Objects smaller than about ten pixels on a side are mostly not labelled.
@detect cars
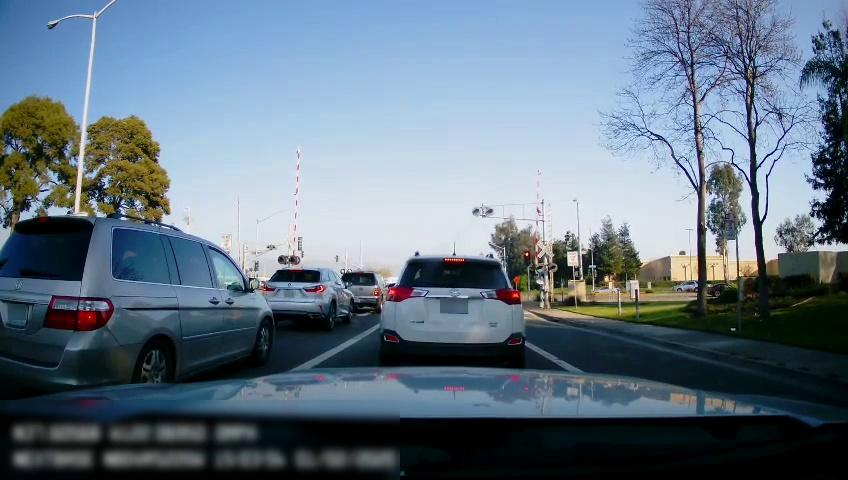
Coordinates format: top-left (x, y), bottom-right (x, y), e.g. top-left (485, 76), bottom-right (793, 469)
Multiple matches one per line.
top-left (592, 288), bottom-right (617, 297)
top-left (695, 281), bottom-right (725, 295)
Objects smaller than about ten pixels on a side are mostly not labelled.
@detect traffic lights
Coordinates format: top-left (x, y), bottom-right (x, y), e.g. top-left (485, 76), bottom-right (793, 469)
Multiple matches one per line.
top-left (523, 251), bottom-right (531, 265)
top-left (277, 255), bottom-right (288, 265)
top-left (297, 237), bottom-right (304, 252)
top-left (563, 230), bottom-right (570, 245)
top-left (288, 255), bottom-right (300, 265)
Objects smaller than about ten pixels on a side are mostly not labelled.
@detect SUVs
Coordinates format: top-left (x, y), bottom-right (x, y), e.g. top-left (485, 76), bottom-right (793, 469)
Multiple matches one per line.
top-left (340, 270), bottom-right (388, 314)
top-left (380, 252), bottom-right (526, 363)
top-left (263, 266), bottom-right (354, 330)
top-left (671, 281), bottom-right (699, 295)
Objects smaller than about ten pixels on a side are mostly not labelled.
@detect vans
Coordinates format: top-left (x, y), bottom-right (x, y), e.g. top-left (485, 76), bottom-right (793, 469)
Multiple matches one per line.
top-left (0, 212), bottom-right (276, 392)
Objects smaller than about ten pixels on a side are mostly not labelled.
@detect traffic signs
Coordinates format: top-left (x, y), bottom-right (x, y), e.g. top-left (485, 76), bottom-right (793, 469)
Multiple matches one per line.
top-left (536, 240), bottom-right (555, 260)
top-left (567, 251), bottom-right (579, 267)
